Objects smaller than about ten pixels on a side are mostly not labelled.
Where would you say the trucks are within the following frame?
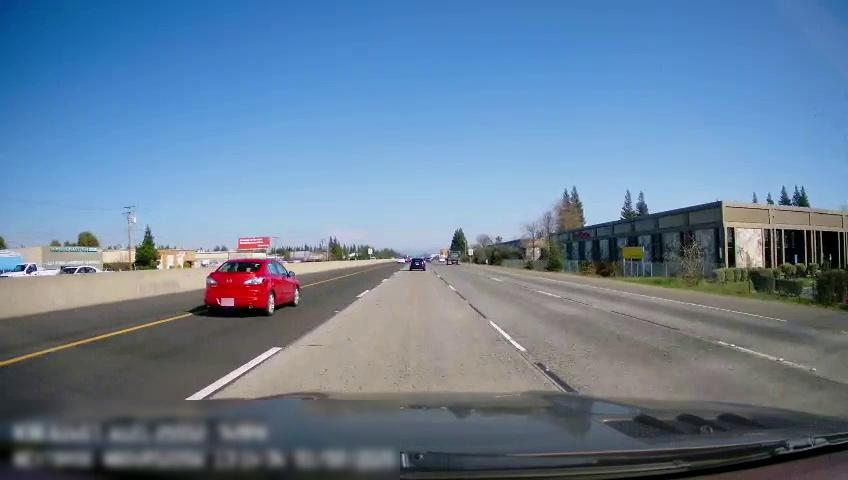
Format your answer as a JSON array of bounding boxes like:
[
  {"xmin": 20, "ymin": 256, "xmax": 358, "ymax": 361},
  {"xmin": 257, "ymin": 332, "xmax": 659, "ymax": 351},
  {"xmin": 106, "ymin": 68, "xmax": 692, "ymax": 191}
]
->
[
  {"xmin": 445, "ymin": 249, "xmax": 461, "ymax": 266},
  {"xmin": 0, "ymin": 263, "xmax": 62, "ymax": 278}
]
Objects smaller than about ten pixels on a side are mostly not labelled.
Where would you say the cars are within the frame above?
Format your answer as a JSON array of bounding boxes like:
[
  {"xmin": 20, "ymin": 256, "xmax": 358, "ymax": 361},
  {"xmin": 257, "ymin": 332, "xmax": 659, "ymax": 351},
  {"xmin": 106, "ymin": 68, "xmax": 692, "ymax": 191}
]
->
[
  {"xmin": 408, "ymin": 258, "xmax": 426, "ymax": 272},
  {"xmin": 202, "ymin": 257, "xmax": 303, "ymax": 317},
  {"xmin": 54, "ymin": 265, "xmax": 103, "ymax": 276}
]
